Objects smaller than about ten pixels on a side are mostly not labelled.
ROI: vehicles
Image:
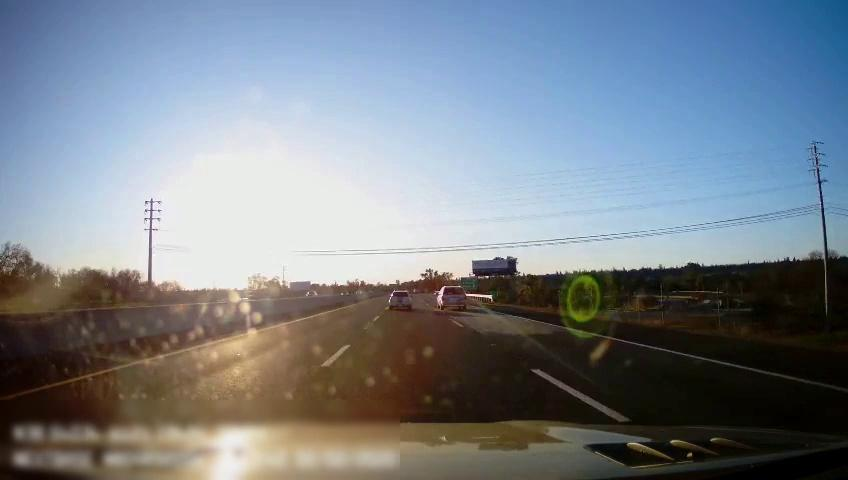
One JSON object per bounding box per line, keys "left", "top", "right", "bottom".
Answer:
{"left": 306, "top": 291, "right": 318, "bottom": 297}
{"left": 387, "top": 290, "right": 413, "bottom": 311}
{"left": 436, "top": 285, "right": 467, "bottom": 312}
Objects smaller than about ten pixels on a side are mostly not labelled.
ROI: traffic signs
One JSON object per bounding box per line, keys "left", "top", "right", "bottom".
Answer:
{"left": 461, "top": 275, "right": 480, "bottom": 291}
{"left": 488, "top": 291, "right": 499, "bottom": 300}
